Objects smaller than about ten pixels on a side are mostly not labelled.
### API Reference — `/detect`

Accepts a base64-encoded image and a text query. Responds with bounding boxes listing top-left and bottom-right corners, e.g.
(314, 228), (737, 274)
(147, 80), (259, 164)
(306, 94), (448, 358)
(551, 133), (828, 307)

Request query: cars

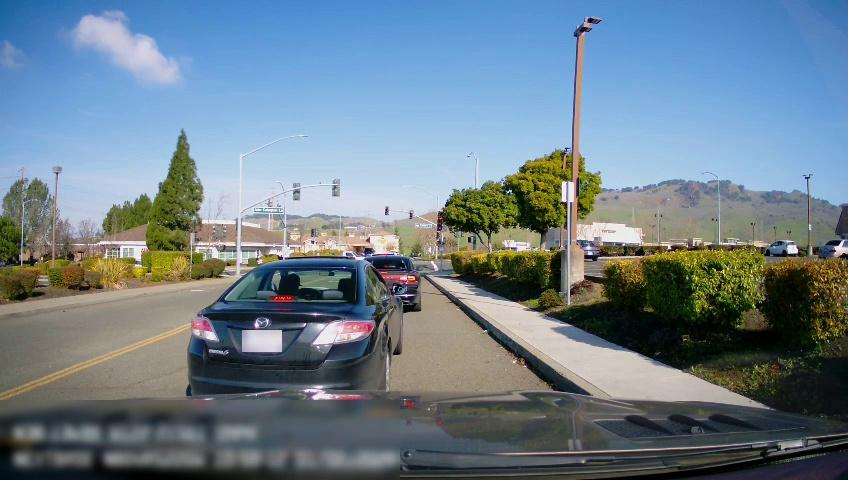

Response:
(764, 239), (799, 256)
(817, 237), (848, 270)
(184, 255), (405, 396)
(577, 237), (602, 260)
(367, 255), (424, 311)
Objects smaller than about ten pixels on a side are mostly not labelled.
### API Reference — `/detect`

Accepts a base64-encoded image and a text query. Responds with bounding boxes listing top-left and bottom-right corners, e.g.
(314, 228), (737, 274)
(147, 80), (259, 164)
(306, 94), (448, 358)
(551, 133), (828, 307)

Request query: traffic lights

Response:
(331, 179), (340, 196)
(291, 183), (300, 201)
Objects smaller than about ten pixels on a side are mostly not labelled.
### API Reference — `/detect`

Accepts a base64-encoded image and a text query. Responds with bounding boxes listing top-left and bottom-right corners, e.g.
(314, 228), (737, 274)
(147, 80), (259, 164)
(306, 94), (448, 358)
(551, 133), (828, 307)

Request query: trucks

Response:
(342, 249), (364, 260)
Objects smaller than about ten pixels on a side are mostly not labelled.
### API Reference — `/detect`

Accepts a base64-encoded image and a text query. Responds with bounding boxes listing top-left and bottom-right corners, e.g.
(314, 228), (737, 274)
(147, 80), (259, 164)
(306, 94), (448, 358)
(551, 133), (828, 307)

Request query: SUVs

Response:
(361, 245), (374, 255)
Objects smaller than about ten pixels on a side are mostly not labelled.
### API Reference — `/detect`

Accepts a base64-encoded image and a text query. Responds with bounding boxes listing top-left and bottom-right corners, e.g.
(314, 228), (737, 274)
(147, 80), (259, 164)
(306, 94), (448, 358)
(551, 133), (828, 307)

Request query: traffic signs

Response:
(417, 222), (433, 229)
(254, 205), (285, 216)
